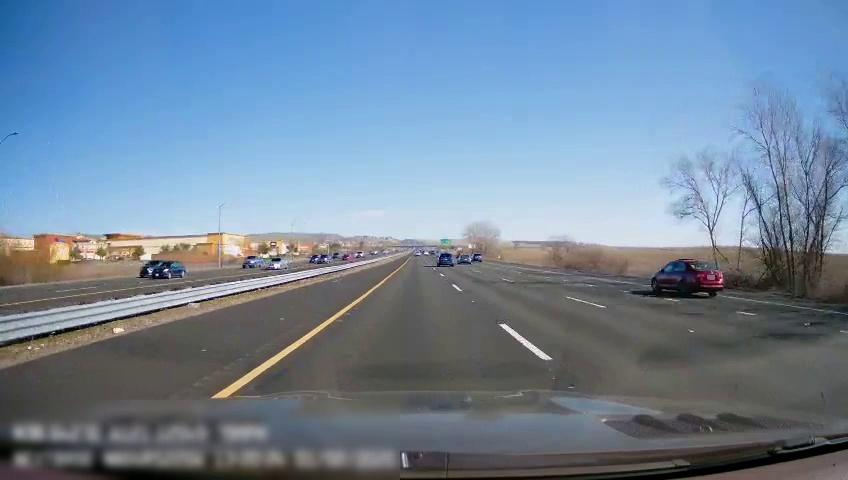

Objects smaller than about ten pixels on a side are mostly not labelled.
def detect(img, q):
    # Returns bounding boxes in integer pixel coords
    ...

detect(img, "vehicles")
[317,254,333,265]
[650,258,725,298]
[139,261,164,278]
[456,254,472,264]
[471,253,483,262]
[309,254,321,264]
[264,256,288,271]
[241,256,264,269]
[342,254,352,262]
[437,253,454,268]
[152,261,187,280]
